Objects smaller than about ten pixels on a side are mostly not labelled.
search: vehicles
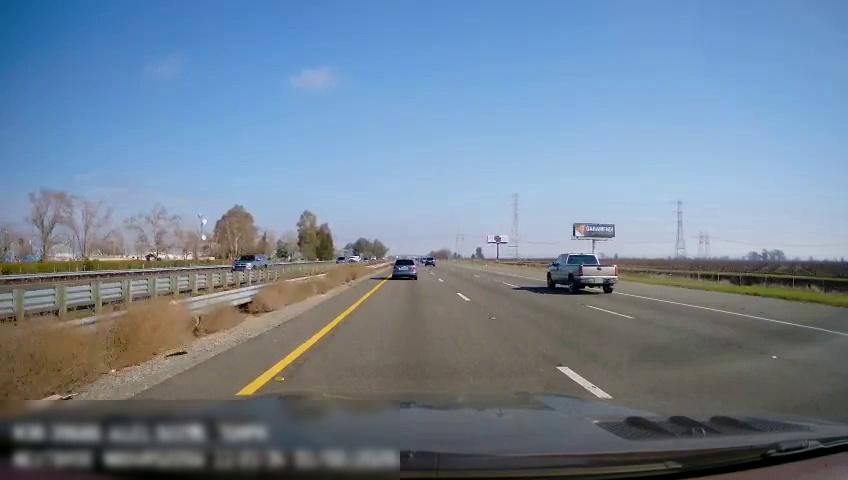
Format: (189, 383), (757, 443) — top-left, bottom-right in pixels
(231, 254), (269, 273)
(424, 257), (436, 267)
(545, 253), (618, 294)
(391, 259), (418, 280)
(335, 256), (349, 265)
(348, 255), (360, 263)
